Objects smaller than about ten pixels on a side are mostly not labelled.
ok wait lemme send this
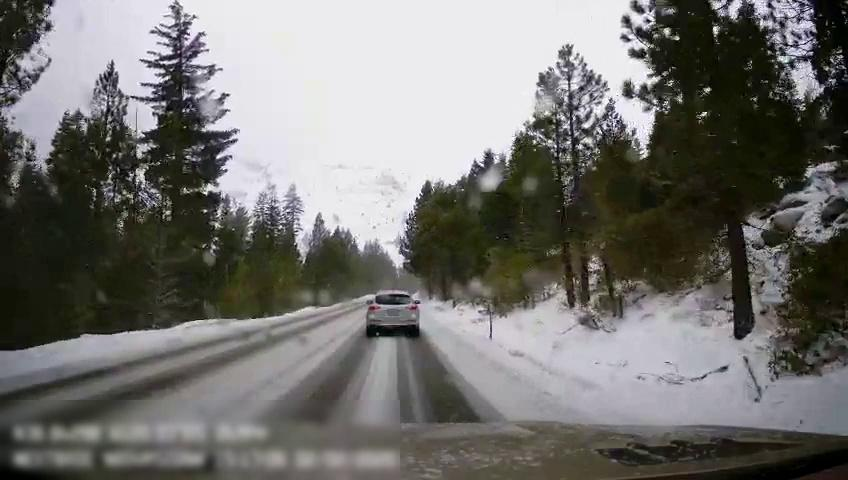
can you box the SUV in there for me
[365,291,421,337]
